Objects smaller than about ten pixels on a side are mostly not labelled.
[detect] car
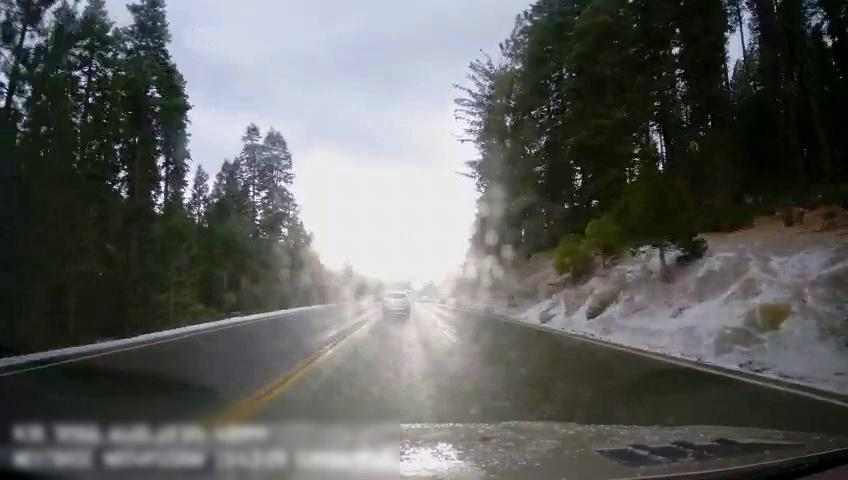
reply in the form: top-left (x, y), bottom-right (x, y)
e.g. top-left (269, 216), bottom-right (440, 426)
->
top-left (381, 290), bottom-right (411, 318)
